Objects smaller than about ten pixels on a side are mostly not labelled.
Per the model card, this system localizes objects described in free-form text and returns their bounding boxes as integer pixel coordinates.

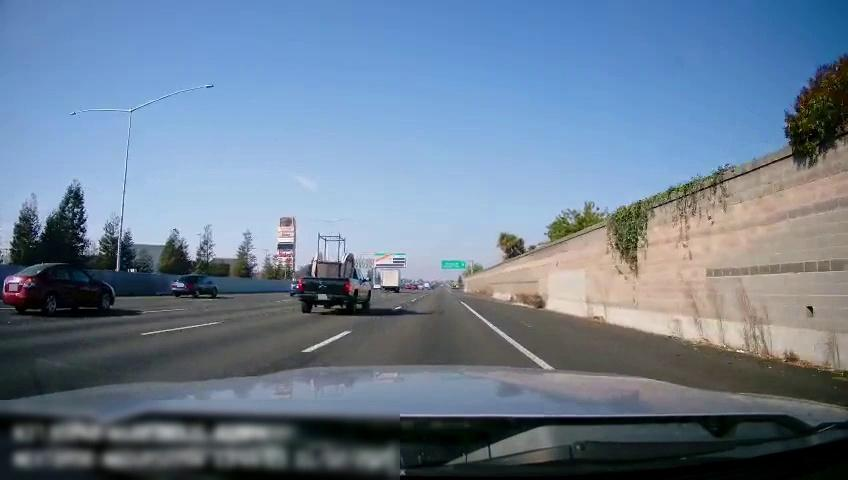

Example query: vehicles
[168,274,218,299]
[383,271,401,293]
[296,261,373,315]
[3,262,115,317]
[290,279,298,296]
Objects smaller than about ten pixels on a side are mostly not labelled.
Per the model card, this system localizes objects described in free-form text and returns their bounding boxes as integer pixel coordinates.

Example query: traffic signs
[440,259,466,270]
